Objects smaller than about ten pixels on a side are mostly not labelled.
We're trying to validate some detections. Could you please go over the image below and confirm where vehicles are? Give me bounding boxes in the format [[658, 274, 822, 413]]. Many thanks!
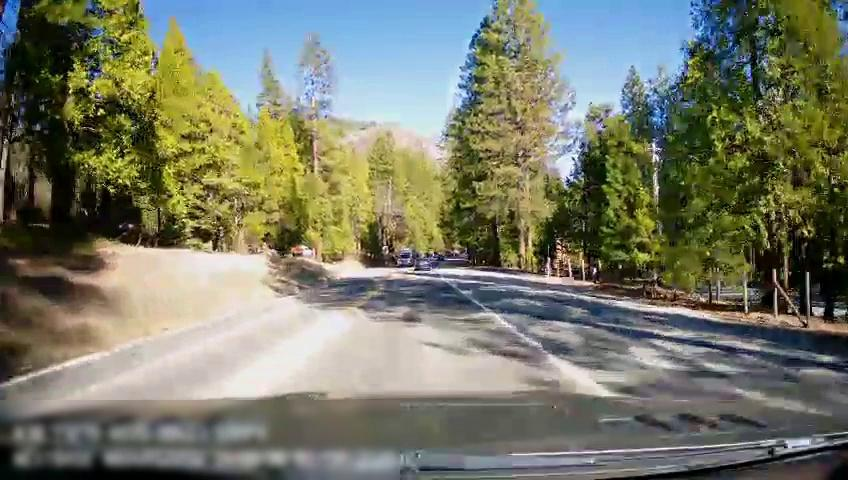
[[396, 248, 414, 267], [414, 257, 432, 271], [291, 246, 313, 257]]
